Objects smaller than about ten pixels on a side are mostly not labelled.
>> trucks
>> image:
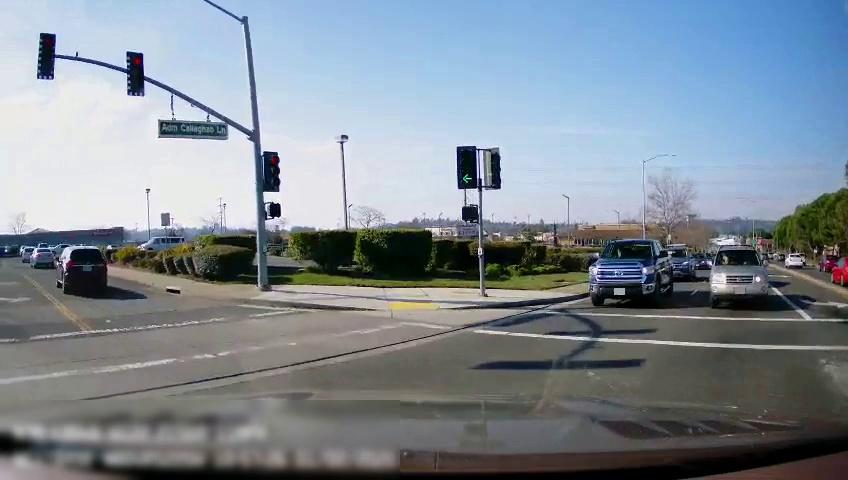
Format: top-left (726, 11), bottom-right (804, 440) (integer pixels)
top-left (587, 237), bottom-right (674, 307)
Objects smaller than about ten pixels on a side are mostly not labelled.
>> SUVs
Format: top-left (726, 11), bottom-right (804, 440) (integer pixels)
top-left (668, 241), bottom-right (700, 283)
top-left (710, 245), bottom-right (770, 309)
top-left (54, 246), bottom-right (109, 294)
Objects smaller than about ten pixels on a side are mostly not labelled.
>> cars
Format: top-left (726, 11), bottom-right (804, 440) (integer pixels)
top-left (21, 247), bottom-right (35, 264)
top-left (816, 254), bottom-right (838, 273)
top-left (29, 246), bottom-right (55, 269)
top-left (830, 255), bottom-right (848, 290)
top-left (785, 253), bottom-right (805, 269)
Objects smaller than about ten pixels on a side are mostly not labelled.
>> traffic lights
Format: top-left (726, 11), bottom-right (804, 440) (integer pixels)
top-left (124, 48), bottom-right (146, 98)
top-left (457, 144), bottom-right (479, 190)
top-left (484, 145), bottom-right (502, 190)
top-left (264, 151), bottom-right (282, 193)
top-left (36, 30), bottom-right (56, 80)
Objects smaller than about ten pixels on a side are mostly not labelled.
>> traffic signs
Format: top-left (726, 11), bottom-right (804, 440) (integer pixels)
top-left (160, 213), bottom-right (171, 227)
top-left (156, 119), bottom-right (230, 141)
